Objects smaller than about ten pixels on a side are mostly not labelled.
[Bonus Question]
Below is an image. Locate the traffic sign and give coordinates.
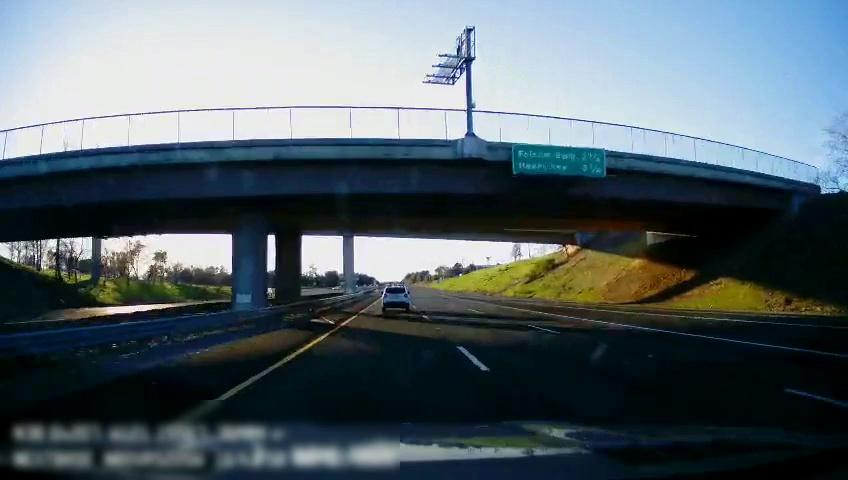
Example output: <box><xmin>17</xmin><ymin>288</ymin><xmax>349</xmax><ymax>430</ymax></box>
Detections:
<box><xmin>511</xmin><ymin>143</ymin><xmax>607</xmax><ymax>179</ymax></box>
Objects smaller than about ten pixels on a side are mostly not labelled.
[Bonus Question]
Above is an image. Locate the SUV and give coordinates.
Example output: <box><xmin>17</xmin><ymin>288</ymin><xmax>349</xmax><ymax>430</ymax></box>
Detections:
<box><xmin>380</xmin><ymin>285</ymin><xmax>411</xmax><ymax>312</ymax></box>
